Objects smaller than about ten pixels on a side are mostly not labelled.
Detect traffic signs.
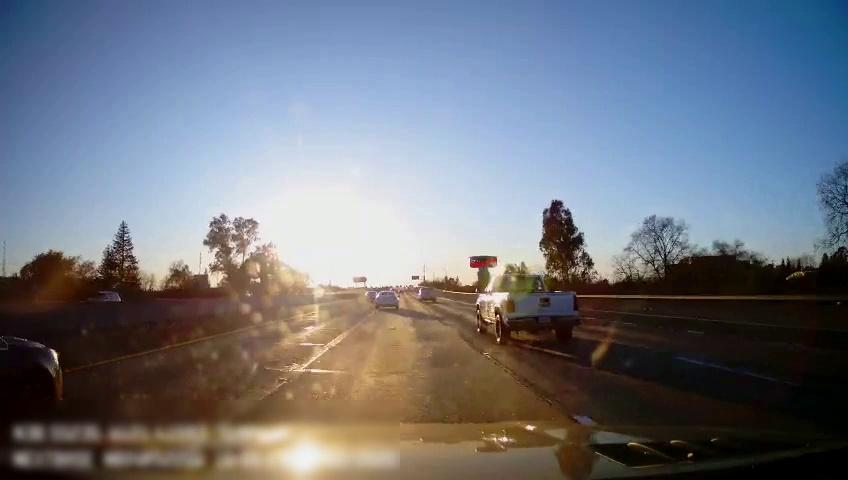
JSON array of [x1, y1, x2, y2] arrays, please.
[[353, 276, 368, 284]]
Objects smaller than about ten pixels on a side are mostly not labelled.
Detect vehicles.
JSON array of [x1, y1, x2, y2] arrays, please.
[[0, 334, 63, 442], [418, 286, 437, 302], [374, 290, 400, 311], [80, 290, 122, 304], [363, 290, 378, 302], [474, 273, 582, 348]]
